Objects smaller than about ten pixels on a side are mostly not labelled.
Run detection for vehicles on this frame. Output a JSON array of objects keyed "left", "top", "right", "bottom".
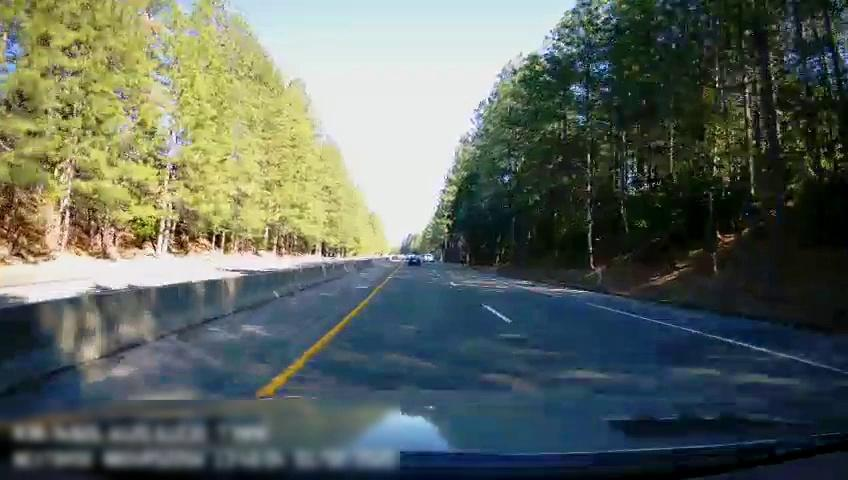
[
  {"left": 407, "top": 254, "right": 421, "bottom": 266},
  {"left": 423, "top": 254, "right": 435, "bottom": 263}
]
